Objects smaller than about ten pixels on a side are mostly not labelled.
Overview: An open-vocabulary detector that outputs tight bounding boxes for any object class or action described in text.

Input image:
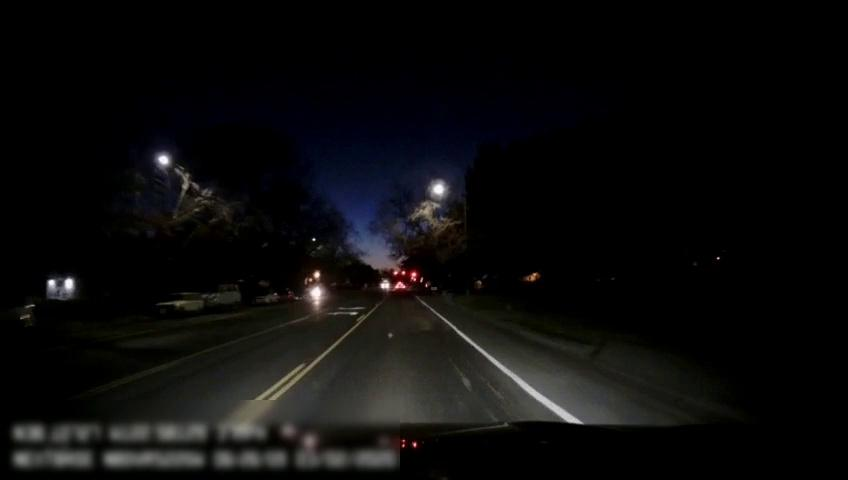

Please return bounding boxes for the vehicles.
[153,292,205,318]
[251,289,280,306]
[0,299,38,344]
[196,284,242,314]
